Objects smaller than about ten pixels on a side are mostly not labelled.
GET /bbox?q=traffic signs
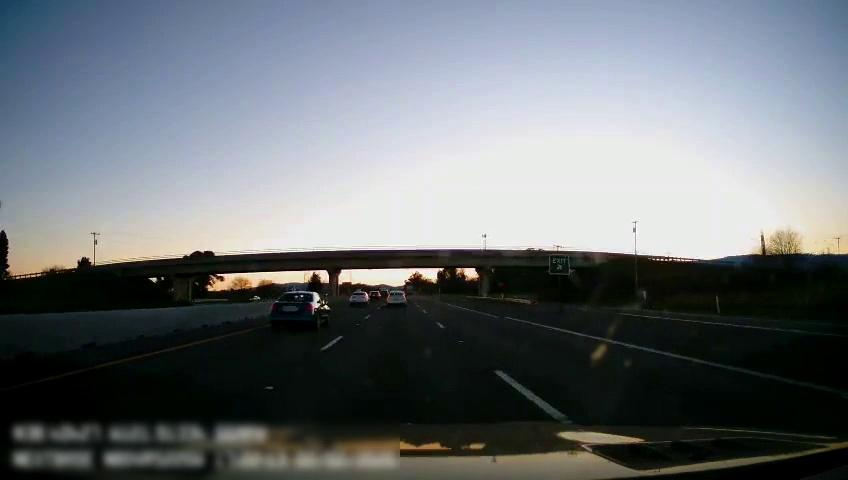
[548,253,572,277]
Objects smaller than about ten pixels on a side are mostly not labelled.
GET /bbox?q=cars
[349,290,372,307]
[386,289,408,306]
[369,290,382,300]
[268,290,332,332]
